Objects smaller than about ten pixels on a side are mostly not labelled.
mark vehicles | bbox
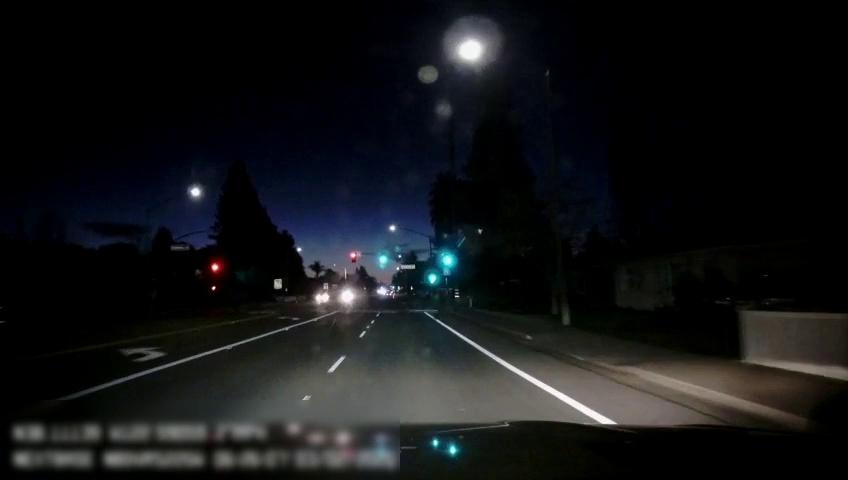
[316,291,331,304]
[339,290,357,305]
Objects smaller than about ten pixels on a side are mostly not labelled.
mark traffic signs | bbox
[170,243,191,252]
[400,264,416,269]
[273,278,284,289]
